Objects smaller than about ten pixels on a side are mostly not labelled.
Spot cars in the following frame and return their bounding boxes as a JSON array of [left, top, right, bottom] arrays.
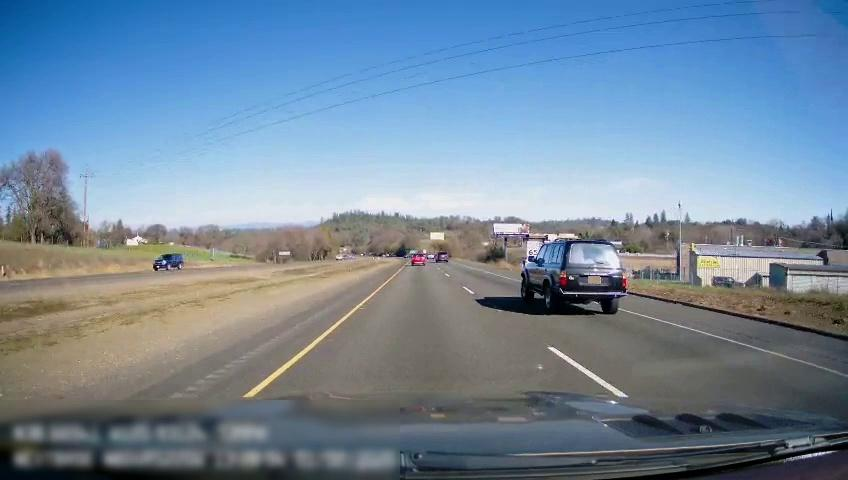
[[410, 252, 428, 267]]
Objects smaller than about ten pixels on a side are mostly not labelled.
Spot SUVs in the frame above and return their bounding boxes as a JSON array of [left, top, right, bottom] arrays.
[[433, 251, 447, 263], [152, 254, 184, 272], [519, 238, 629, 315]]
